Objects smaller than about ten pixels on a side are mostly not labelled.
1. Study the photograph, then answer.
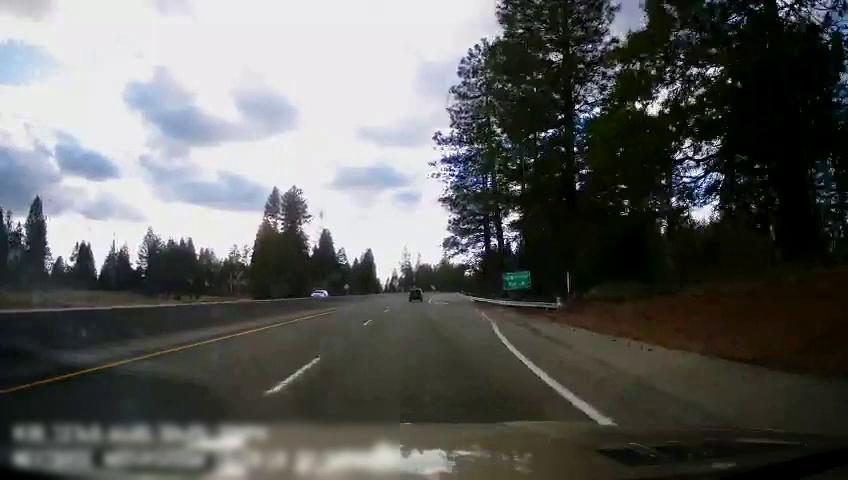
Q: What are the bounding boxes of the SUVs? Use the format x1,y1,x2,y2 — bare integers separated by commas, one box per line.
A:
310,289,329,298
407,288,423,303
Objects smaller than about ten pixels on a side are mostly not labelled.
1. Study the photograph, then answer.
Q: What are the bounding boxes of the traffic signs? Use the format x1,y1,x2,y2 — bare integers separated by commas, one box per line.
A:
502,272,531,291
